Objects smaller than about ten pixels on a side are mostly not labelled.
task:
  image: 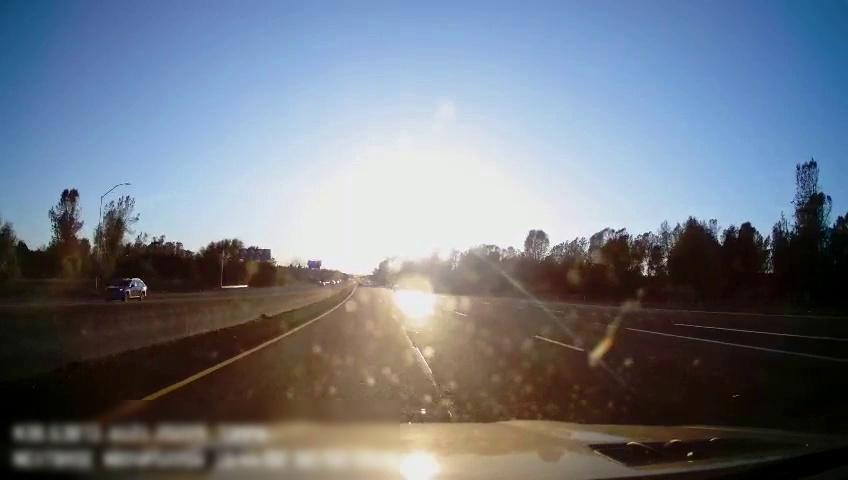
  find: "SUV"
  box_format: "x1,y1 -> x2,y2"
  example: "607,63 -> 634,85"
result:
104,278 -> 147,302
